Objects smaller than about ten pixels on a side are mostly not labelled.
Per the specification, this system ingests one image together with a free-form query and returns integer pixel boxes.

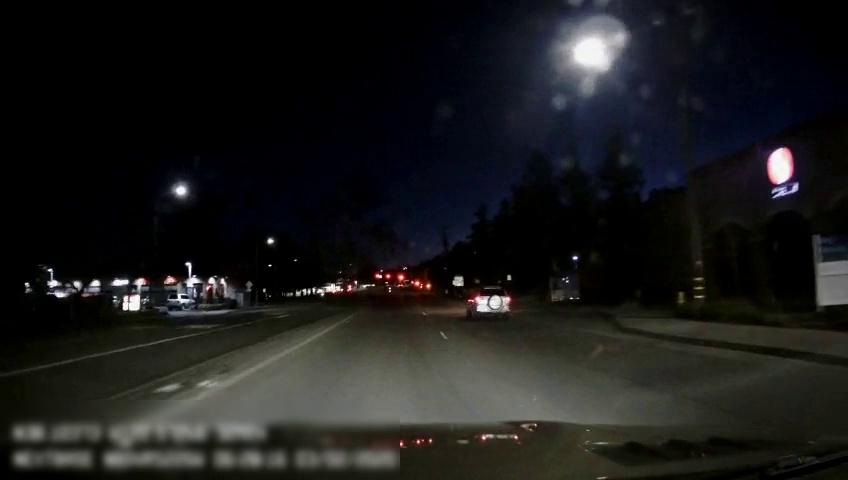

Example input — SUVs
[165,294,195,311]
[466,284,513,323]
